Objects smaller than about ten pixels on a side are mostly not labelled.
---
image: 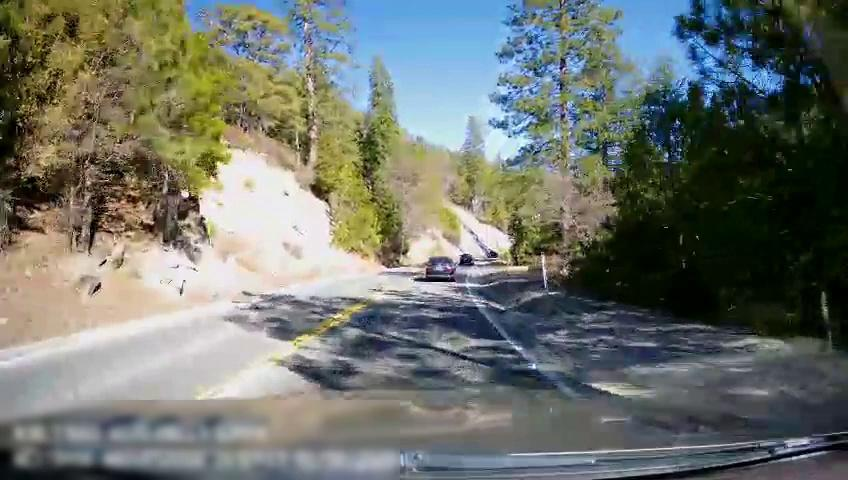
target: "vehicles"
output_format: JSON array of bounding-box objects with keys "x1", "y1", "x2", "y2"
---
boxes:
[
  {"x1": 459, "y1": 253, "x2": 474, "y2": 266},
  {"x1": 423, "y1": 256, "x2": 457, "y2": 283}
]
